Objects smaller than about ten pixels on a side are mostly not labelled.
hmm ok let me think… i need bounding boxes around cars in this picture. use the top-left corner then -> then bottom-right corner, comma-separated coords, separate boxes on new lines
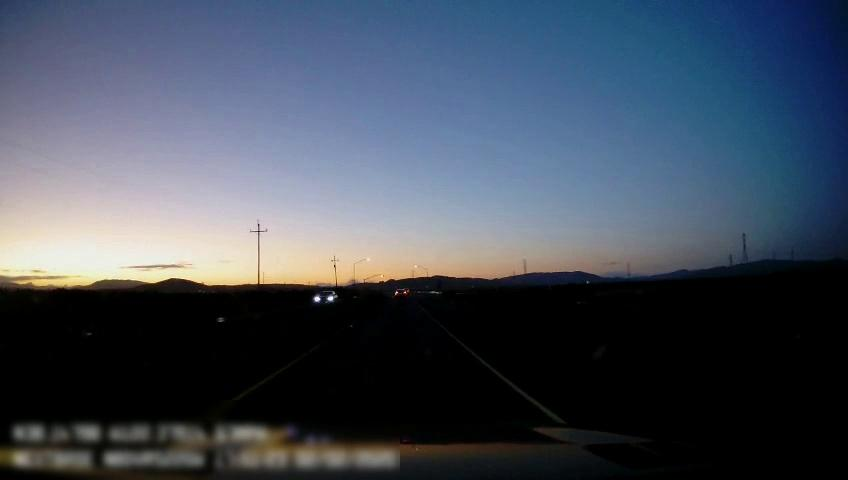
311,291 -> 339,306
394,288 -> 409,298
